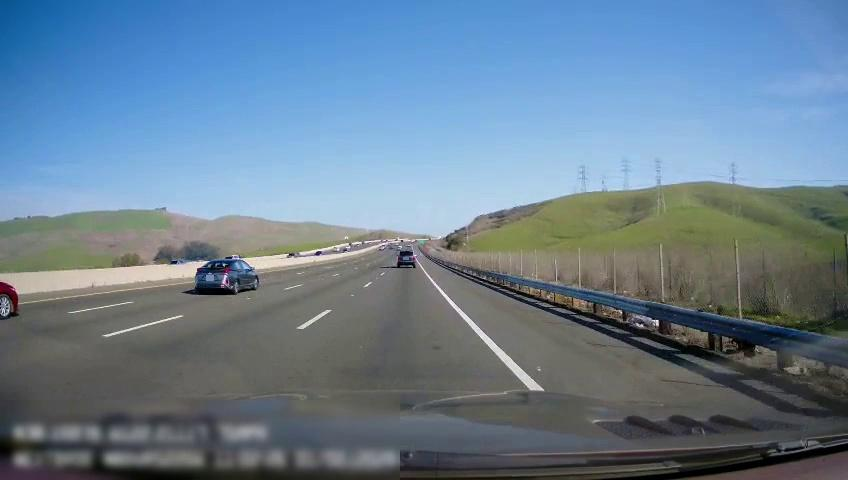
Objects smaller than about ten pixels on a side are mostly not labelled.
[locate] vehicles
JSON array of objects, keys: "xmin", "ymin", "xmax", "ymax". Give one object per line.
[
  {"xmin": 0, "ymin": 279, "xmax": 20, "ymax": 321},
  {"xmin": 222, "ymin": 254, "xmax": 240, "ymax": 259},
  {"xmin": 396, "ymin": 249, "xmax": 417, "ymax": 268},
  {"xmin": 194, "ymin": 257, "xmax": 260, "ymax": 295},
  {"xmin": 169, "ymin": 257, "xmax": 184, "ymax": 266}
]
